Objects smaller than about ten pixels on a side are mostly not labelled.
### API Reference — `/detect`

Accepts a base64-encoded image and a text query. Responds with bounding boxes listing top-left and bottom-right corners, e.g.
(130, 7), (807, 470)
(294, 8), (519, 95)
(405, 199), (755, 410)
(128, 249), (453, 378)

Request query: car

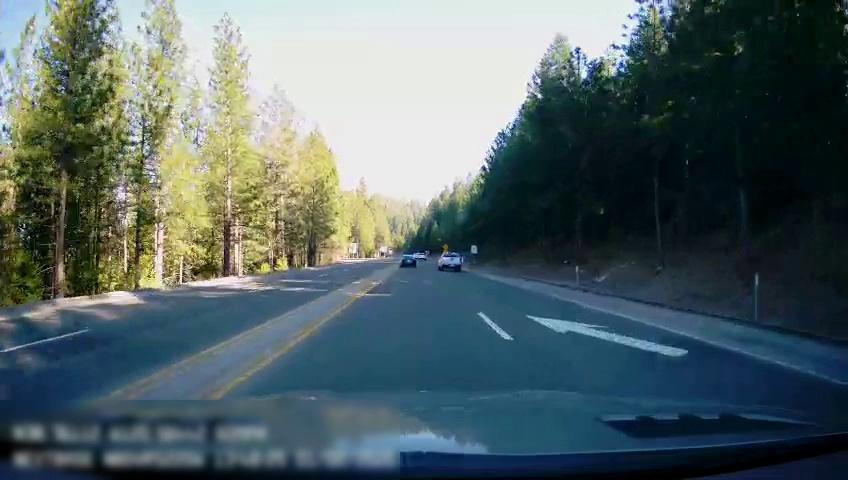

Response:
(399, 254), (417, 269)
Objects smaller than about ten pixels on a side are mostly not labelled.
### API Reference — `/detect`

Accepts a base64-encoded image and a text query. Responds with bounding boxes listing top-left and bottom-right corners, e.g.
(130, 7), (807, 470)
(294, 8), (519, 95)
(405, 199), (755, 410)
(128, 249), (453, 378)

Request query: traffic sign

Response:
(470, 244), (479, 256)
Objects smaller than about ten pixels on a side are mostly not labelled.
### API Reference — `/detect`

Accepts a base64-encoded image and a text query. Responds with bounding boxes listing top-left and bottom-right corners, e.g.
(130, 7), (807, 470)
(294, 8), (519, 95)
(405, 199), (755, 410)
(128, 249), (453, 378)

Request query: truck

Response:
(437, 251), (462, 273)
